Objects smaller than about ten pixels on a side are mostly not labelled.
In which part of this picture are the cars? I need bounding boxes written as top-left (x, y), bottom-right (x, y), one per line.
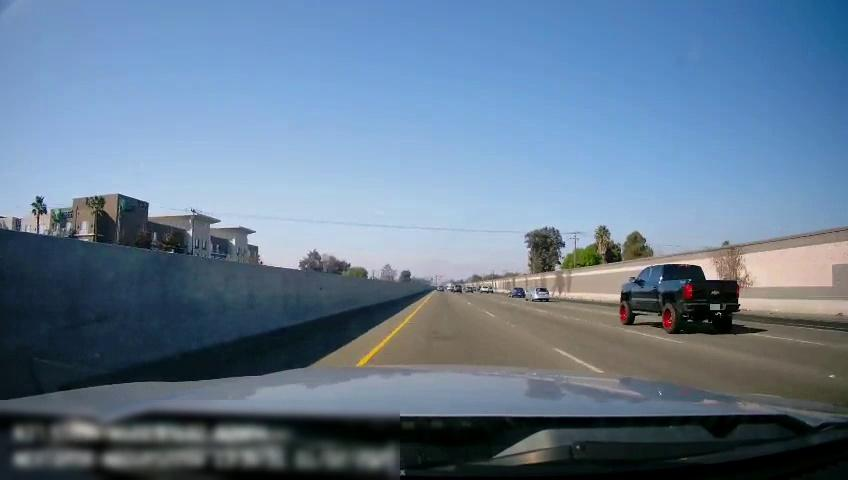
top-left (509, 288), bottom-right (525, 298)
top-left (524, 287), bottom-right (550, 302)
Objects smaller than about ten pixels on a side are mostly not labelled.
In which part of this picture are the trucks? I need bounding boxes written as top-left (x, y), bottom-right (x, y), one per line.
top-left (618, 264), bottom-right (741, 335)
